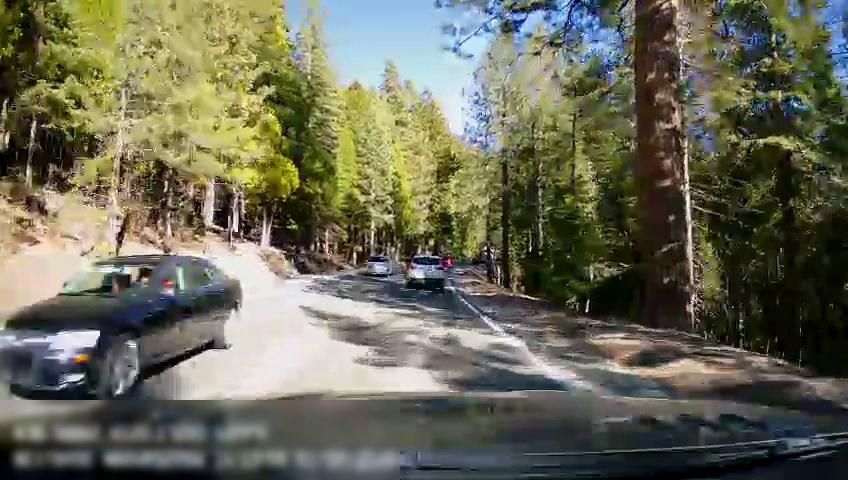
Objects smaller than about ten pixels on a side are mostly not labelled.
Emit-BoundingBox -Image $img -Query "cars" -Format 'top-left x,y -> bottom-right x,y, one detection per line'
0,256 -> 243,402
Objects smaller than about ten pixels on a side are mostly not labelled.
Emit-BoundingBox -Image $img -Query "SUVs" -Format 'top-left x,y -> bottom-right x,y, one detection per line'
406,254 -> 447,290
366,255 -> 398,277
